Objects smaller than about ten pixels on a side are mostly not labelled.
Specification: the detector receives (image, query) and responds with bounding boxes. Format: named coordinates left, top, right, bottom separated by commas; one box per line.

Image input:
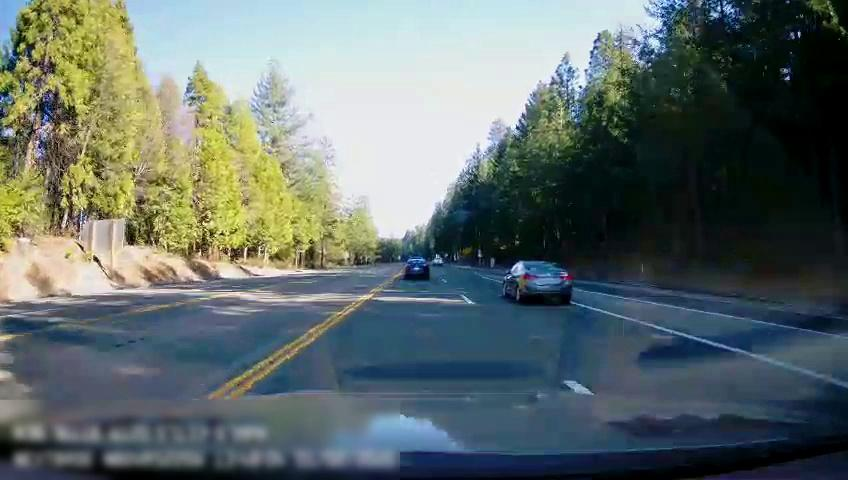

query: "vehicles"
left=404, top=257, right=431, bottom=281
left=501, top=259, right=575, bottom=305
left=432, top=256, right=444, bottom=265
